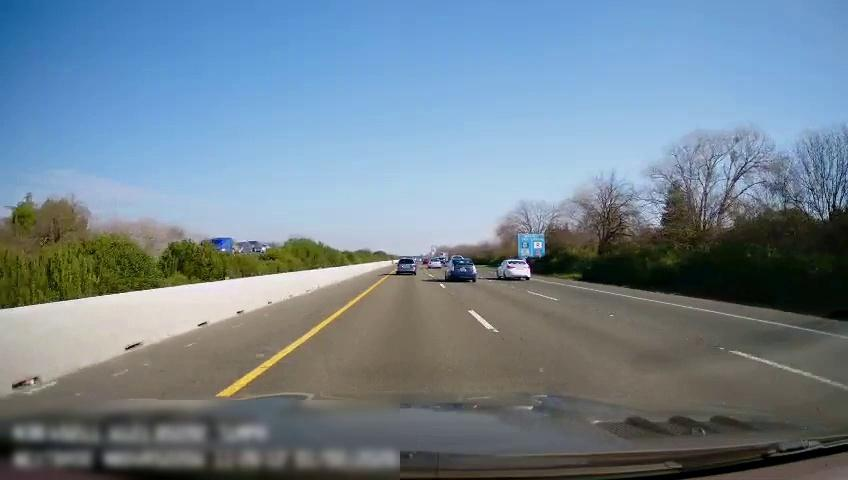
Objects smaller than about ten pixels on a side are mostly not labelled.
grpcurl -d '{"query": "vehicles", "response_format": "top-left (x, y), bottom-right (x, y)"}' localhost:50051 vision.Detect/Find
top-left (496, 259), bottom-right (532, 282)
top-left (444, 258), bottom-right (478, 284)
top-left (206, 235), bottom-right (272, 256)
top-left (428, 257), bottom-right (443, 269)
top-left (395, 257), bottom-right (418, 276)
top-left (451, 255), bottom-right (463, 261)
